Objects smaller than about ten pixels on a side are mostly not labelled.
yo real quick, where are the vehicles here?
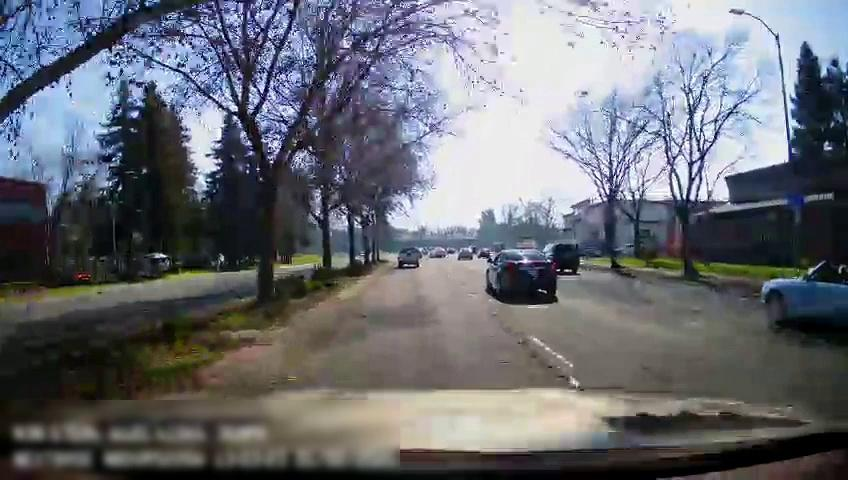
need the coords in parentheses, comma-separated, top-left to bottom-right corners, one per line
(476, 247, 490, 258)
(397, 247, 420, 269)
(484, 247, 559, 300)
(542, 239, 581, 274)
(432, 247, 446, 257)
(758, 251, 848, 330)
(458, 247, 473, 259)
